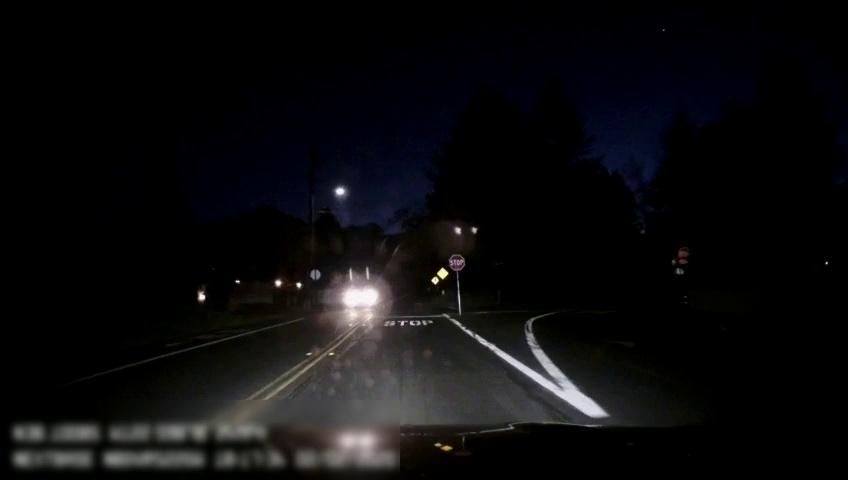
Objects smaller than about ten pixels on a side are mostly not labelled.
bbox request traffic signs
[436,266,449,281]
[448,253,466,272]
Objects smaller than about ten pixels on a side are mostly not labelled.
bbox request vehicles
[339,280,381,304]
